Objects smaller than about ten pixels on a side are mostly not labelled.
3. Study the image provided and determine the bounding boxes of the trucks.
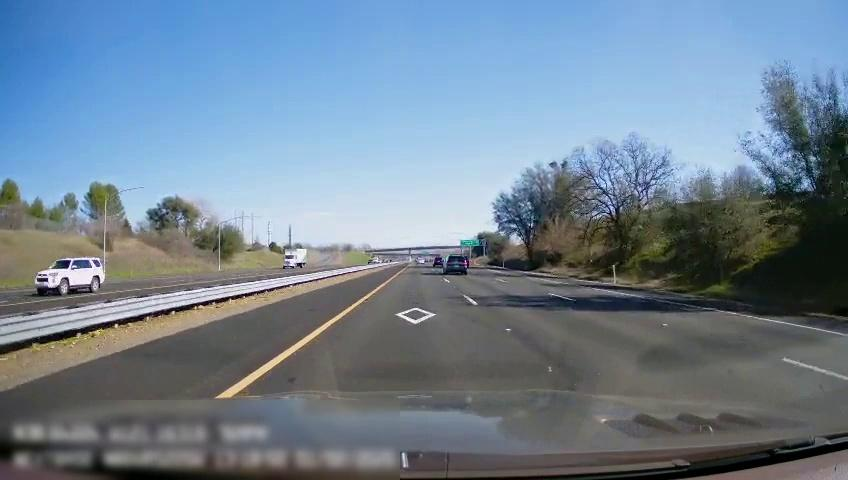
[282,249,307,269]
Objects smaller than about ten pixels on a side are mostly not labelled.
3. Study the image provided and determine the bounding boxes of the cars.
[432,256,444,268]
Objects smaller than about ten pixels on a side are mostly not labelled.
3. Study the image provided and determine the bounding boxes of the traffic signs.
[460,239,479,247]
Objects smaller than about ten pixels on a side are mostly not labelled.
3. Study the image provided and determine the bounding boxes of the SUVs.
[443,255,468,274]
[34,257,105,297]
